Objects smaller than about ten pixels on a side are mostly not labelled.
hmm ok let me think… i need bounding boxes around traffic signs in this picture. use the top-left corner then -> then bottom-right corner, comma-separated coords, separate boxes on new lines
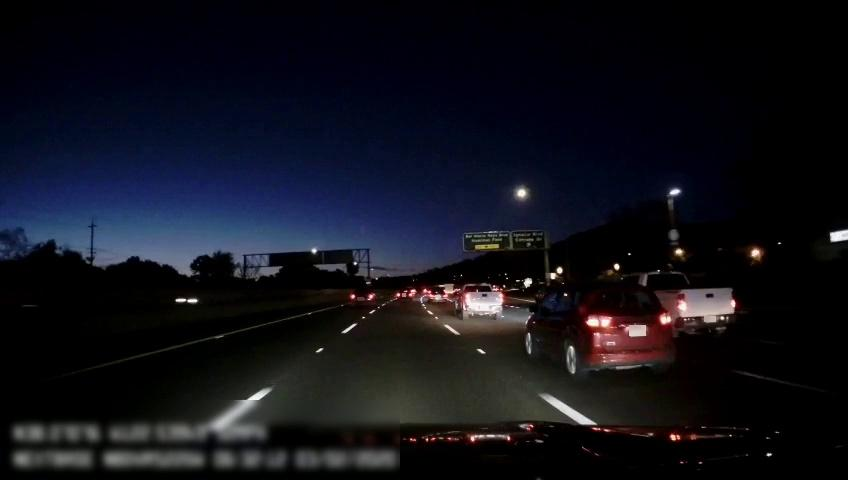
510,230 -> 547,250
462,231 -> 512,251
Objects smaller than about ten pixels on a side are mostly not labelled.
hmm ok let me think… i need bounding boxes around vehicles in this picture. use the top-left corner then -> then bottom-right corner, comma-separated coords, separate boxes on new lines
524,282 -> 679,380
349,287 -> 376,306
534,285 -> 556,303
444,283 -> 454,291
172,294 -> 204,306
620,270 -> 736,345
398,288 -> 413,302
428,285 -> 448,304
453,283 -> 504,321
